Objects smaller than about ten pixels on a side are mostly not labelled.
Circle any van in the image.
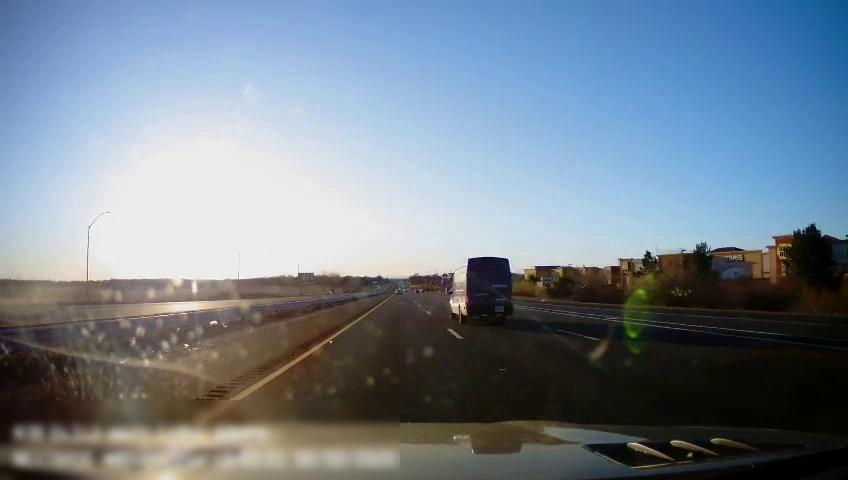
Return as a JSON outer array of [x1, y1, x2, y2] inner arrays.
[[446, 256, 515, 325]]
